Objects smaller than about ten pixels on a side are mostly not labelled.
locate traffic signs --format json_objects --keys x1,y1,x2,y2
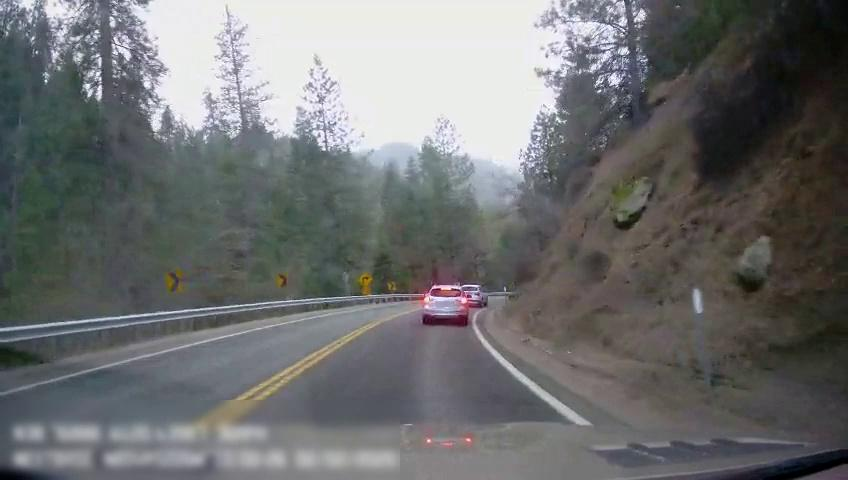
[
  {"x1": 277, "y1": 272, "x2": 289, "y2": 289},
  {"x1": 358, "y1": 272, "x2": 372, "y2": 286},
  {"x1": 165, "y1": 270, "x2": 185, "y2": 293},
  {"x1": 361, "y1": 286, "x2": 371, "y2": 297}
]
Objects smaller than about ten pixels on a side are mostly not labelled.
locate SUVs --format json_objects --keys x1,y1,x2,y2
[
  {"x1": 461, "y1": 285, "x2": 488, "y2": 307},
  {"x1": 422, "y1": 285, "x2": 472, "y2": 325}
]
